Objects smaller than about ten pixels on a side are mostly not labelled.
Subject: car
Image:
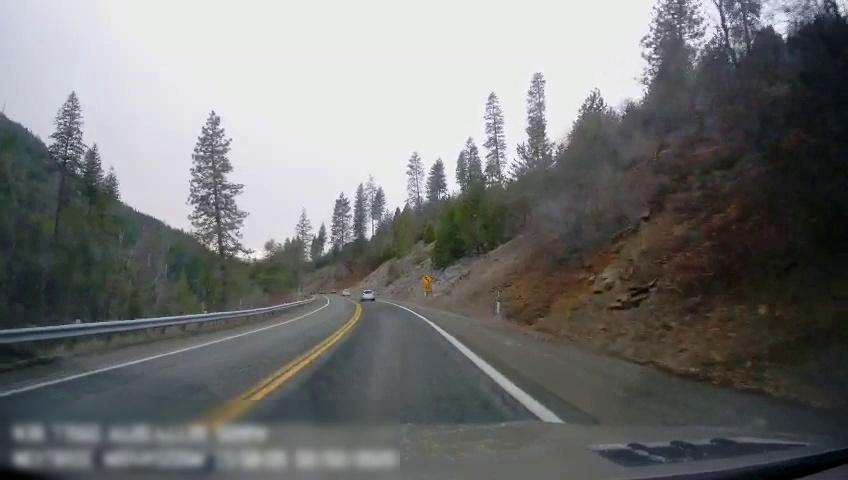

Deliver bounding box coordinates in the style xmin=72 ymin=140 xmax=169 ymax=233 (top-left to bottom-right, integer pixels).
xmin=360 ymin=289 xmax=375 ymax=302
